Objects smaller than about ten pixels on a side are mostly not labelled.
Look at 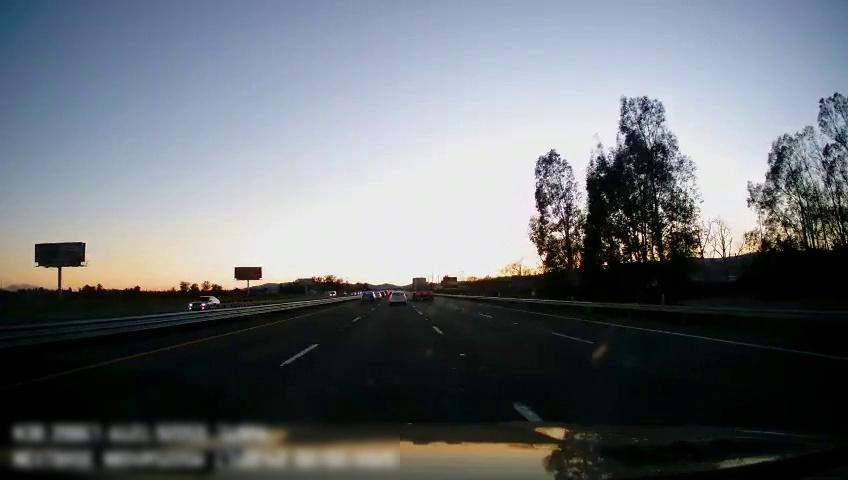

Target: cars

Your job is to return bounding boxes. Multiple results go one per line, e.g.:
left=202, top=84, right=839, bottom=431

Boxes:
left=360, top=291, right=376, bottom=306
left=187, top=294, right=222, bottom=311
left=387, top=290, right=407, bottom=306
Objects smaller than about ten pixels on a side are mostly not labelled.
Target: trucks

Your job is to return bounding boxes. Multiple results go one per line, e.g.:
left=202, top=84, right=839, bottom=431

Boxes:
left=411, top=278, right=433, bottom=301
